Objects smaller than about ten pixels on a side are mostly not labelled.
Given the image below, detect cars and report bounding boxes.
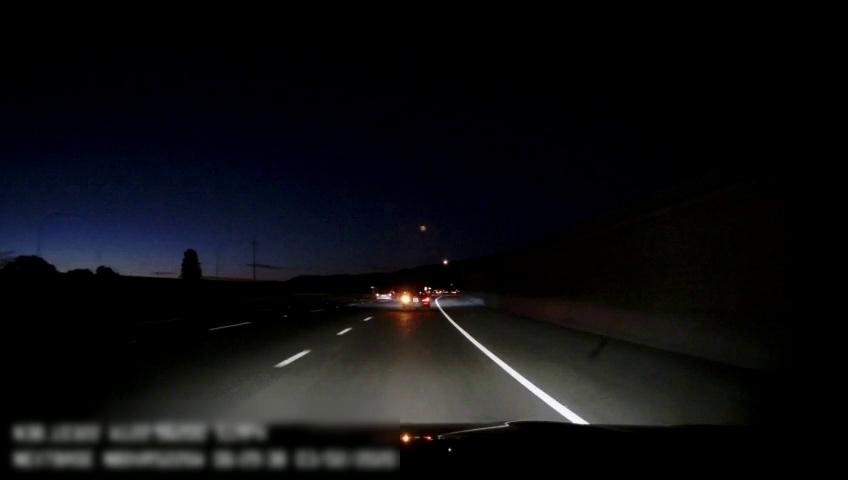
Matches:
[401,288,431,310]
[372,285,394,302]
